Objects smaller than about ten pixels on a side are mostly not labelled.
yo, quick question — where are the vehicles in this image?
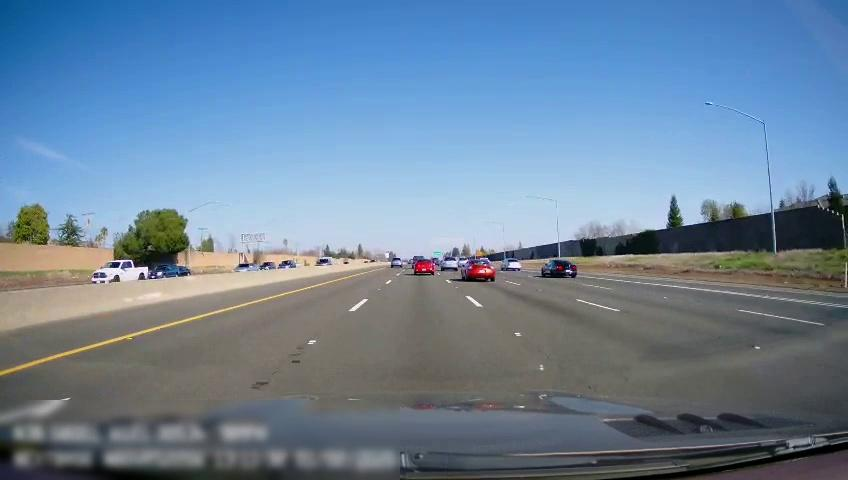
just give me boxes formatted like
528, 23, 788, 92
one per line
258, 261, 277, 271
231, 262, 258, 273
539, 257, 579, 280
457, 257, 466, 267
440, 255, 460, 271
499, 257, 522, 272
411, 255, 425, 267
89, 259, 149, 285
313, 257, 336, 267
178, 265, 191, 277
149, 264, 180, 280
389, 256, 403, 268
459, 258, 498, 283
412, 258, 434, 276
431, 257, 440, 267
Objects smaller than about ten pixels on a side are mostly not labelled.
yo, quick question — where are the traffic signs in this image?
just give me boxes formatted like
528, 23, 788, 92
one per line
432, 251, 444, 257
